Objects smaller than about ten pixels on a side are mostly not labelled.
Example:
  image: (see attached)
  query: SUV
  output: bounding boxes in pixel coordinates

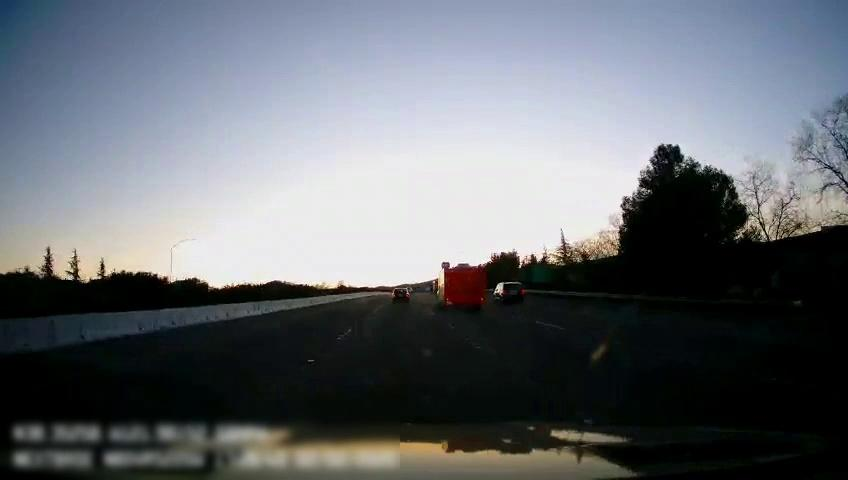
[493,282,524,304]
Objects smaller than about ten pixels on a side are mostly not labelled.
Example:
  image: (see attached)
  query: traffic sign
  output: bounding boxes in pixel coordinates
[530,264,549,282]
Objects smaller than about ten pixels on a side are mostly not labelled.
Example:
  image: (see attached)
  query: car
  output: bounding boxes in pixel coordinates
[392,287,410,303]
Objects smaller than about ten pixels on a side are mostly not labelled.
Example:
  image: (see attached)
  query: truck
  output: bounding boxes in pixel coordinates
[439,267,486,310]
